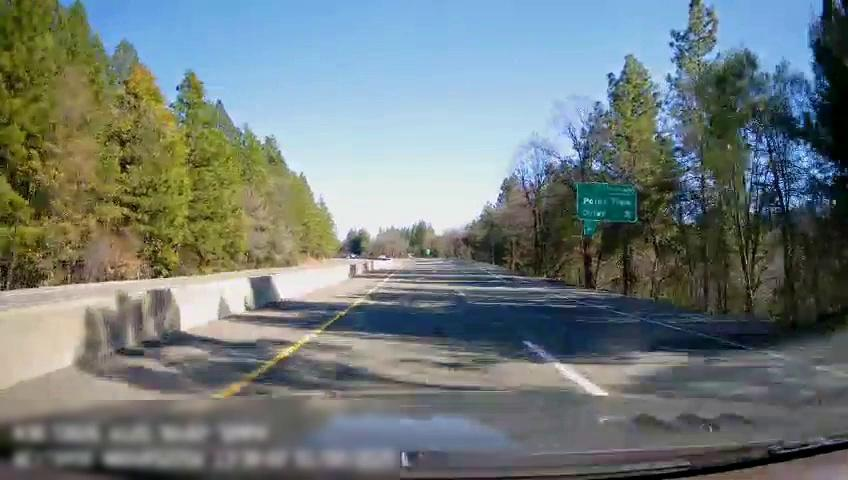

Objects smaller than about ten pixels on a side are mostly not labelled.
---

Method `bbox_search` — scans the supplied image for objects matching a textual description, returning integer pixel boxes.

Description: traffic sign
[576,182,638,225]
